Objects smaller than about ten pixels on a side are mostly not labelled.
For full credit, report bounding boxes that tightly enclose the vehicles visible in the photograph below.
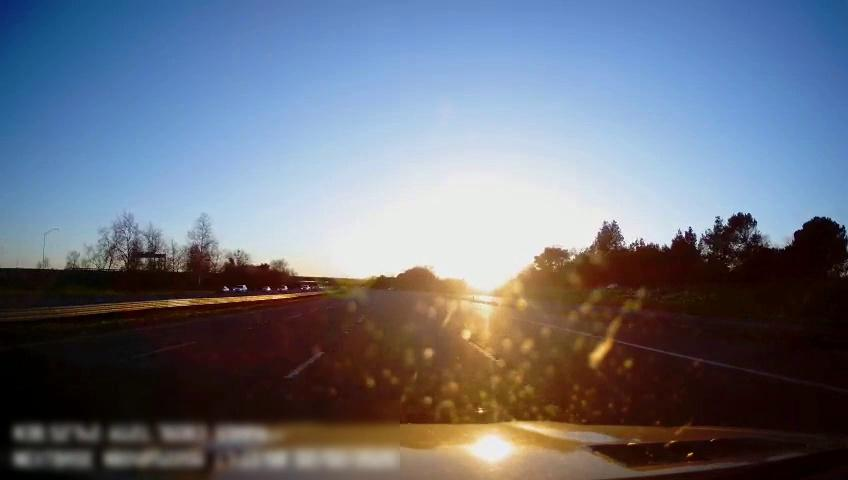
[301,285,312,292]
[216,286,230,293]
[603,284,618,291]
[261,286,271,292]
[277,285,288,293]
[232,285,248,293]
